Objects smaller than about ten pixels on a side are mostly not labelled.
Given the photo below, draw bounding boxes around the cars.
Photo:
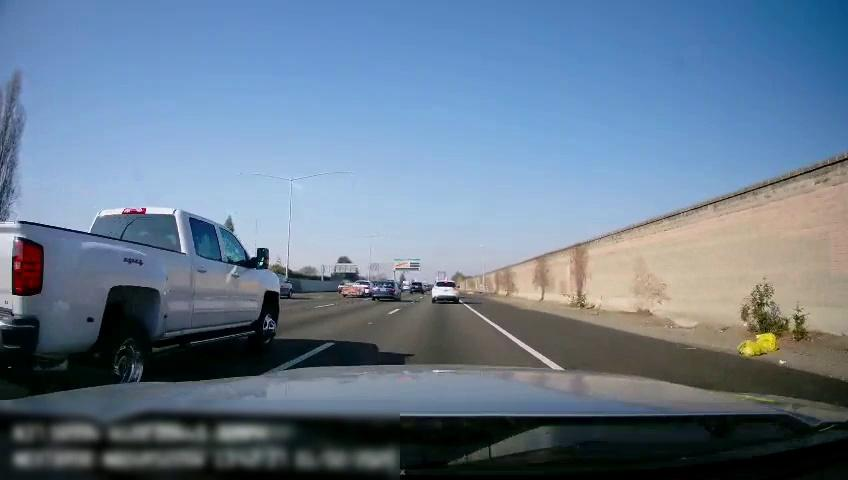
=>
[371,280,402,302]
[276,274,293,299]
[341,280,375,298]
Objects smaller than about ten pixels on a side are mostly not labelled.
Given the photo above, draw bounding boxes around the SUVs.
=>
[431,280,461,303]
[409,281,425,294]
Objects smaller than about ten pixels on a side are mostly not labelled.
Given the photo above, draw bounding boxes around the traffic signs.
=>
[394,257,421,270]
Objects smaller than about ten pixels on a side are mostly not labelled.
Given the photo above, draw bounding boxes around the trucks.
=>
[0,207,281,393]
